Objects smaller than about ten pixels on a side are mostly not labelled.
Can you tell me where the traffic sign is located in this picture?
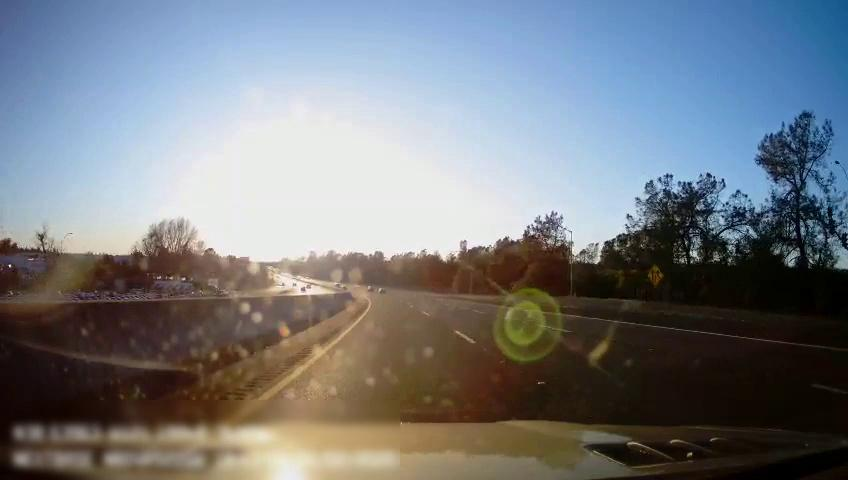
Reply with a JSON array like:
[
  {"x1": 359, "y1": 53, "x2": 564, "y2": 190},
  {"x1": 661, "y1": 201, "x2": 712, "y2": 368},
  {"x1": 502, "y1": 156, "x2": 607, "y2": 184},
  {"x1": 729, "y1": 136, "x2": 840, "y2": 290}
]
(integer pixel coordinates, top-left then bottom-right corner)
[{"x1": 648, "y1": 264, "x2": 664, "y2": 286}]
